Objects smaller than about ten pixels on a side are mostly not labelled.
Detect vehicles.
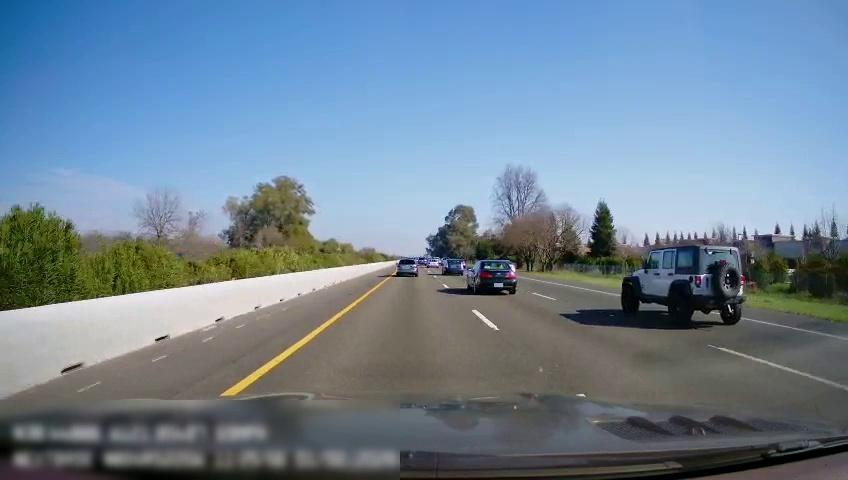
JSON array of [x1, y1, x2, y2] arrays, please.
[[395, 257, 421, 277], [621, 245, 745, 328], [427, 258, 440, 269], [441, 258, 465, 276], [418, 256, 426, 265], [466, 260, 518, 296]]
